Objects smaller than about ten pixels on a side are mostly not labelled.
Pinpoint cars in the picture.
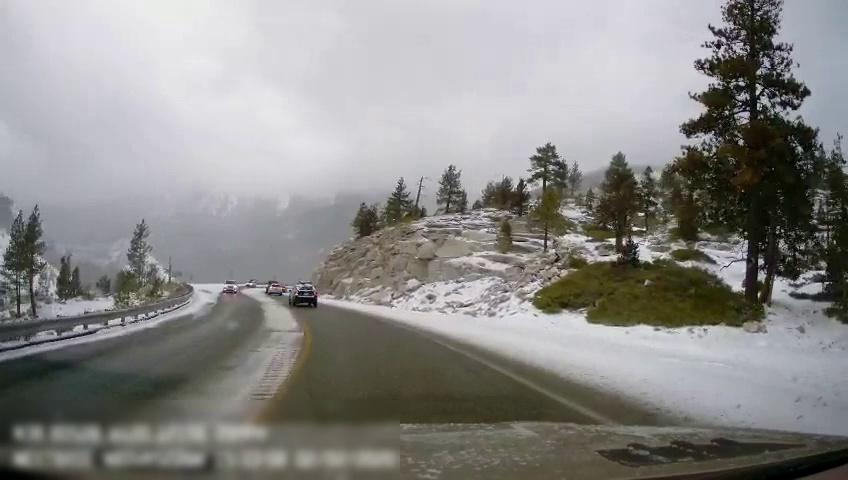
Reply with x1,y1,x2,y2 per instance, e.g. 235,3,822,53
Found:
267,283,283,296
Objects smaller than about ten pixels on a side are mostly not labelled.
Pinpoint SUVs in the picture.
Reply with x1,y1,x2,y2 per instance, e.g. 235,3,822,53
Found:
288,281,318,308
223,279,239,294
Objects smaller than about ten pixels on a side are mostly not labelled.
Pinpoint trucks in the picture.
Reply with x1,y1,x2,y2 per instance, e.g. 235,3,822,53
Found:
265,280,282,293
